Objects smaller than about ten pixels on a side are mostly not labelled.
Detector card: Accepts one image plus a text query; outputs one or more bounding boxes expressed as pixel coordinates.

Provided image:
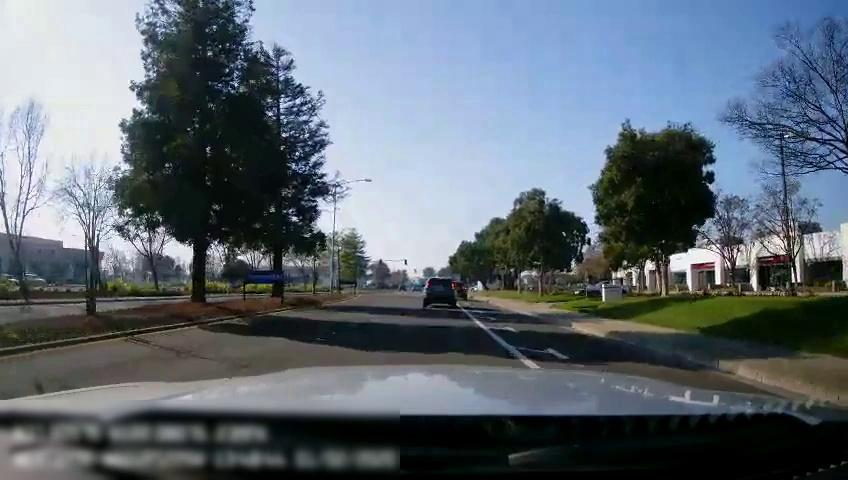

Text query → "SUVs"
[453,281,468,301]
[421,277,456,306]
